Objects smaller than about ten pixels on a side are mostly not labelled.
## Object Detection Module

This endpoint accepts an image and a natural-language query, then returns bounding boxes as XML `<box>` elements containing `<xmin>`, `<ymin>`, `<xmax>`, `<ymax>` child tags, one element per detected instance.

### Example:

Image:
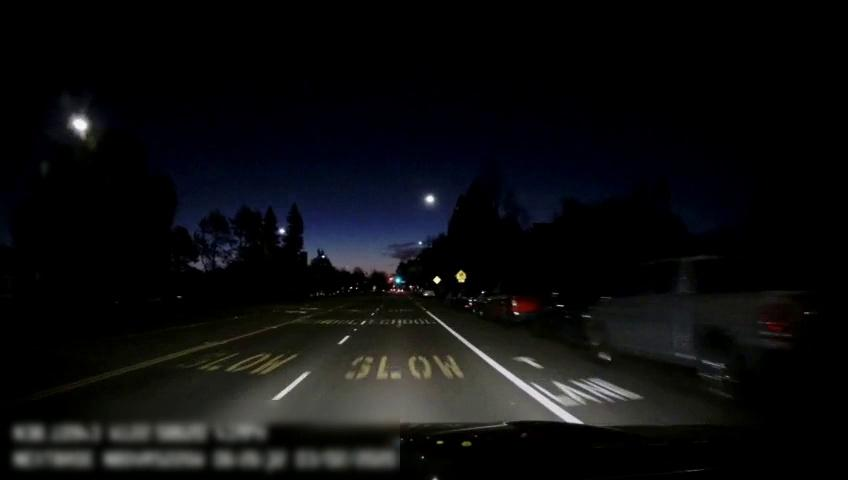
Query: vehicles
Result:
<box><xmin>481</xmin><ymin>280</ymin><xmax>545</xmax><ymax>326</ymax></box>
<box><xmin>584</xmin><ymin>256</ymin><xmax>848</xmax><ymax>409</ymax></box>
<box><xmin>525</xmin><ymin>283</ymin><xmax>609</xmax><ymax>350</ymax></box>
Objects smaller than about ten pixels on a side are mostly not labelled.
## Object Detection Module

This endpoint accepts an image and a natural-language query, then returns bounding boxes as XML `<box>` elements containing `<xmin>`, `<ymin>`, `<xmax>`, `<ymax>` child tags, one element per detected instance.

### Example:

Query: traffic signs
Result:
<box><xmin>456</xmin><ymin>269</ymin><xmax>467</xmax><ymax>280</ymax></box>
